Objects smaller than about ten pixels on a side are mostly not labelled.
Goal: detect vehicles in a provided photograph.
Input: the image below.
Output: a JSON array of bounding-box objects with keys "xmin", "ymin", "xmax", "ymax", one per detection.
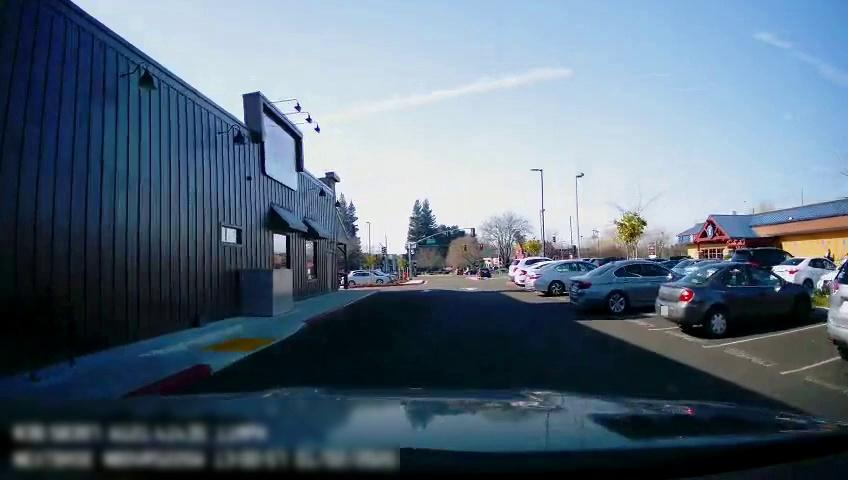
[
  {"xmin": 568, "ymin": 261, "xmax": 688, "ymax": 316},
  {"xmin": 643, "ymin": 258, "xmax": 675, "ymax": 269},
  {"xmin": 729, "ymin": 247, "xmax": 795, "ymax": 270},
  {"xmin": 589, "ymin": 258, "xmax": 625, "ymax": 267},
  {"xmin": 771, "ymin": 256, "xmax": 838, "ymax": 290},
  {"xmin": 508, "ymin": 258, "xmax": 556, "ymax": 279},
  {"xmin": 341, "ymin": 271, "xmax": 389, "ymax": 286},
  {"xmin": 369, "ymin": 271, "xmax": 395, "ymax": 282},
  {"xmin": 816, "ymin": 257, "xmax": 848, "ymax": 297},
  {"xmin": 828, "ymin": 258, "xmax": 848, "ymax": 361},
  {"xmin": 526, "ymin": 260, "xmax": 601, "ymax": 297},
  {"xmin": 478, "ymin": 268, "xmax": 491, "ymax": 278},
  {"xmin": 655, "ymin": 262, "xmax": 815, "ymax": 340},
  {"xmin": 672, "ymin": 259, "xmax": 704, "ymax": 273},
  {"xmin": 683, "ymin": 260, "xmax": 731, "ymax": 274},
  {"xmin": 514, "ymin": 261, "xmax": 556, "ymax": 287}
]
